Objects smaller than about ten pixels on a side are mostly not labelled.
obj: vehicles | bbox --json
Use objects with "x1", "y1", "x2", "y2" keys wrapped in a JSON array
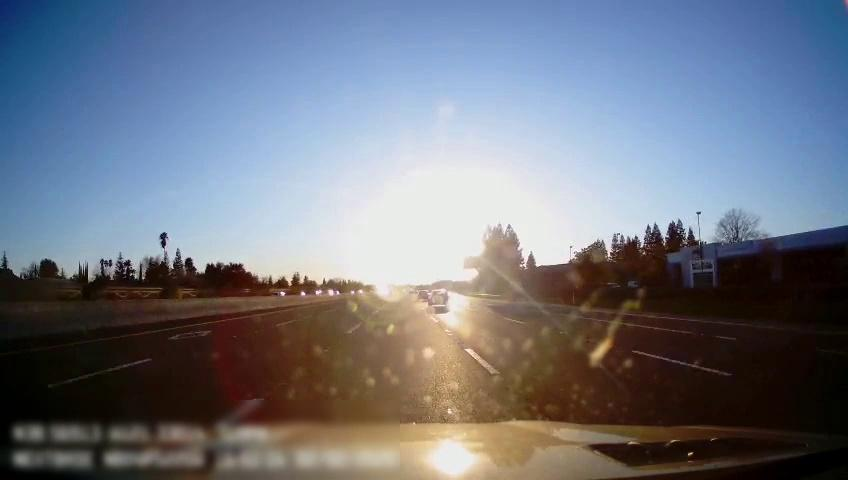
[
  {"x1": 428, "y1": 289, "x2": 450, "y2": 307},
  {"x1": 417, "y1": 290, "x2": 430, "y2": 300},
  {"x1": 270, "y1": 291, "x2": 286, "y2": 297}
]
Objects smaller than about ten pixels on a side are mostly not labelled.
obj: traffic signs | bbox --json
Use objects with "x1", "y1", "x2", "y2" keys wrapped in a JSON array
[{"x1": 463, "y1": 256, "x2": 480, "y2": 269}]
